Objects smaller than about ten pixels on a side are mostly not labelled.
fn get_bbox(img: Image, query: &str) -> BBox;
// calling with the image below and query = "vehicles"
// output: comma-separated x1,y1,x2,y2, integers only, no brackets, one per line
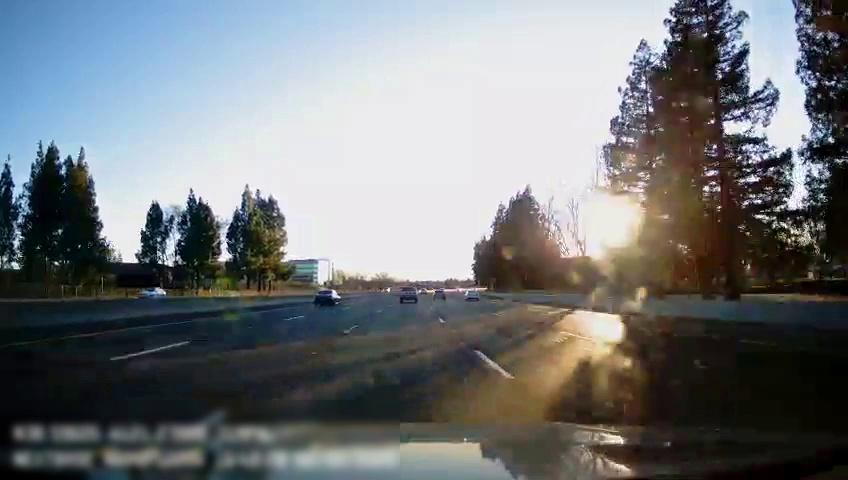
315,289,341,306
400,288,418,303
464,289,481,302
433,290,445,300
140,287,166,299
